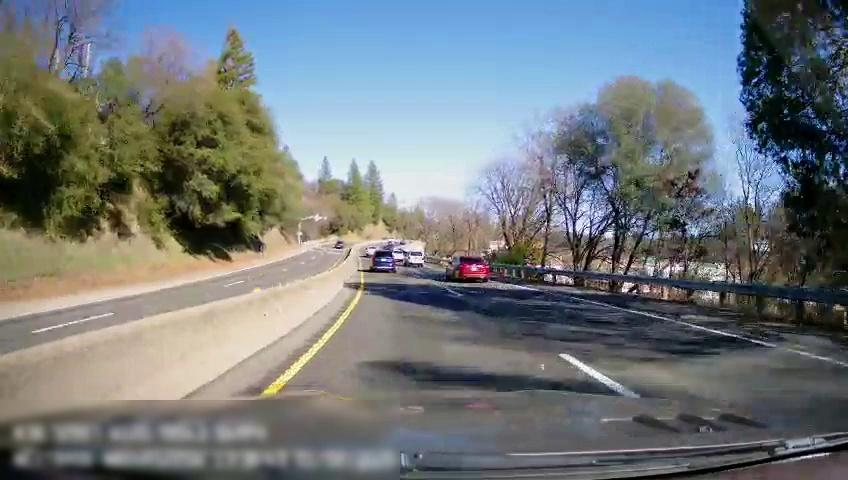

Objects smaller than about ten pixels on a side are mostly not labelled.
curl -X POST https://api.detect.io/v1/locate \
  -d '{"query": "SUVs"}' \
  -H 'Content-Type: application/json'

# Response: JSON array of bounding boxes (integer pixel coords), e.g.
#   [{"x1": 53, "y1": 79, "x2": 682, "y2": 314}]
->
[
  {"x1": 403, "y1": 251, "x2": 425, "y2": 267},
  {"x1": 392, "y1": 250, "x2": 407, "y2": 261},
  {"x1": 371, "y1": 250, "x2": 397, "y2": 272}
]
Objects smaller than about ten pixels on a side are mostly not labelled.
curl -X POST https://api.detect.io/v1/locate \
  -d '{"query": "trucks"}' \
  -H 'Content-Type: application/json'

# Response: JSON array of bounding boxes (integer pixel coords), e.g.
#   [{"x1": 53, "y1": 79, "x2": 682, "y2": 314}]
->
[{"x1": 365, "y1": 245, "x2": 379, "y2": 257}]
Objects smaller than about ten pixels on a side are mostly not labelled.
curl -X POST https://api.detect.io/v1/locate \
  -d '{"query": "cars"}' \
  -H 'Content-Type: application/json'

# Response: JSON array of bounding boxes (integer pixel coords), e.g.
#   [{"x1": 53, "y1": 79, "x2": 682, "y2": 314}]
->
[{"x1": 444, "y1": 255, "x2": 490, "y2": 283}]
